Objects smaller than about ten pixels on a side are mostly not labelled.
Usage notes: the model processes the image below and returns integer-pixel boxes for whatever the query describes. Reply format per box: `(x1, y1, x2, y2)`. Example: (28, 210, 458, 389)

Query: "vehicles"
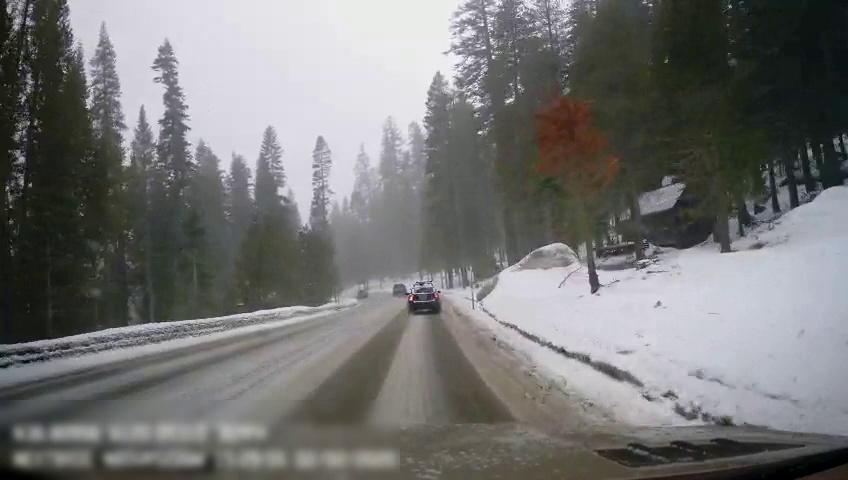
(392, 283, 407, 295)
(404, 280, 442, 314)
(358, 290, 369, 299)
